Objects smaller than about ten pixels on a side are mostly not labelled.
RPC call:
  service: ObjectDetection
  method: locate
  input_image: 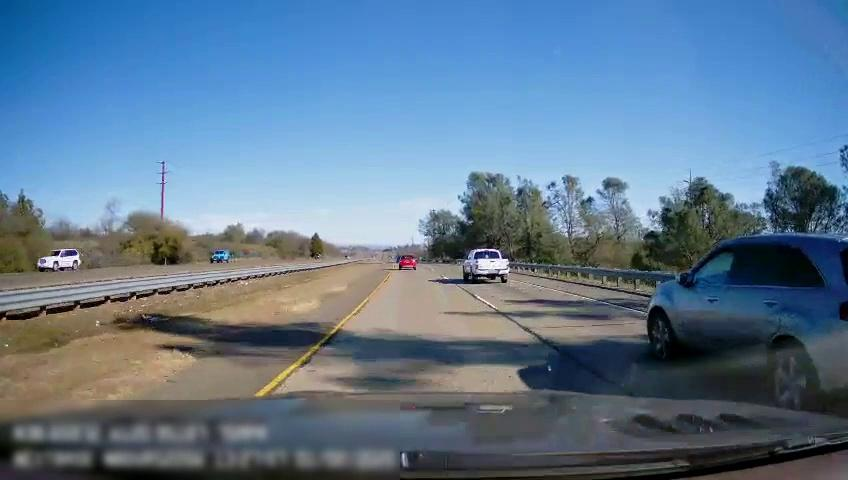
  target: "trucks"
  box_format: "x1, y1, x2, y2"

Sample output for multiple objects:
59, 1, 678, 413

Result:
461, 248, 510, 284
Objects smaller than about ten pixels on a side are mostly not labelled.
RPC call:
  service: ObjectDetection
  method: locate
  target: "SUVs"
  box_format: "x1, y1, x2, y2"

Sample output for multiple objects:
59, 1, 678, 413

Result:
210, 250, 234, 264
36, 249, 82, 273
397, 253, 416, 270
645, 233, 848, 412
